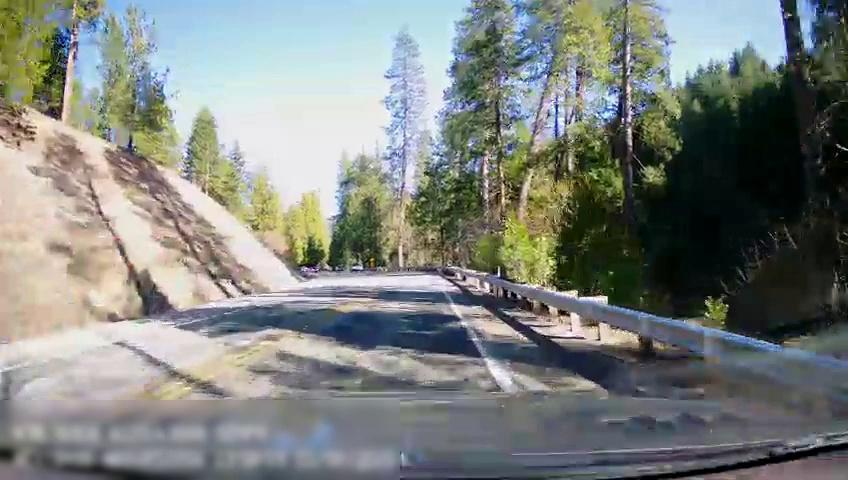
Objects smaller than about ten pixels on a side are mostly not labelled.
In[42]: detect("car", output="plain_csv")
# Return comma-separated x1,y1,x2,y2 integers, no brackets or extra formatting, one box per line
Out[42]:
350,263,365,273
